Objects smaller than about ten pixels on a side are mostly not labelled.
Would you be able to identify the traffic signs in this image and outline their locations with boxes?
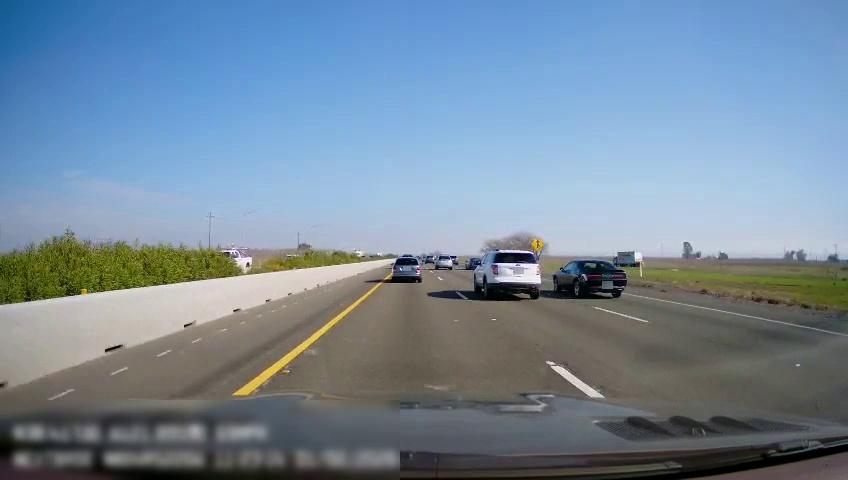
[529,237,545,252]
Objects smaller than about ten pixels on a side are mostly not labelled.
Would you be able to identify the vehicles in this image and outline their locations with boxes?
[464,257,481,271]
[352,248,367,258]
[434,255,453,271]
[391,257,422,283]
[449,255,460,266]
[552,260,628,300]
[215,249,252,269]
[473,248,541,300]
